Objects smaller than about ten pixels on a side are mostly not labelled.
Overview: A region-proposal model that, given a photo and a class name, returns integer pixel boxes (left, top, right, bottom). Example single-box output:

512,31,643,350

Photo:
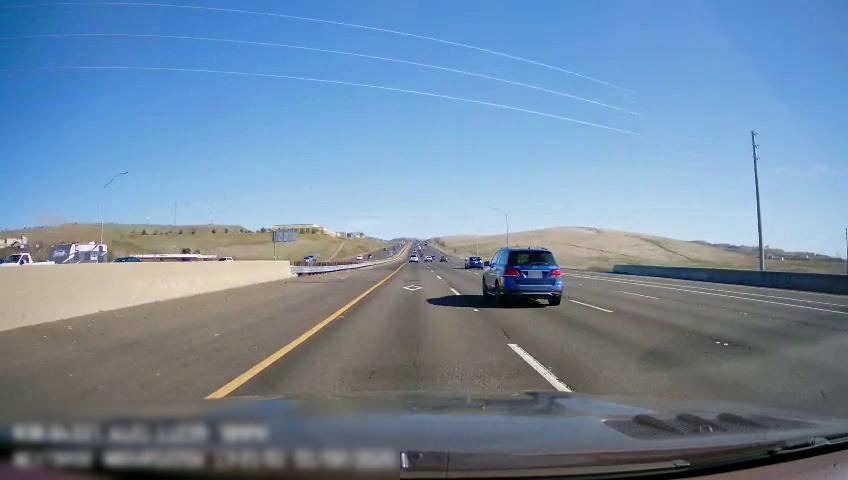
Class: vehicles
408,254,419,263
111,256,144,262
481,249,563,306
465,256,483,269
0,253,56,266
217,257,235,261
